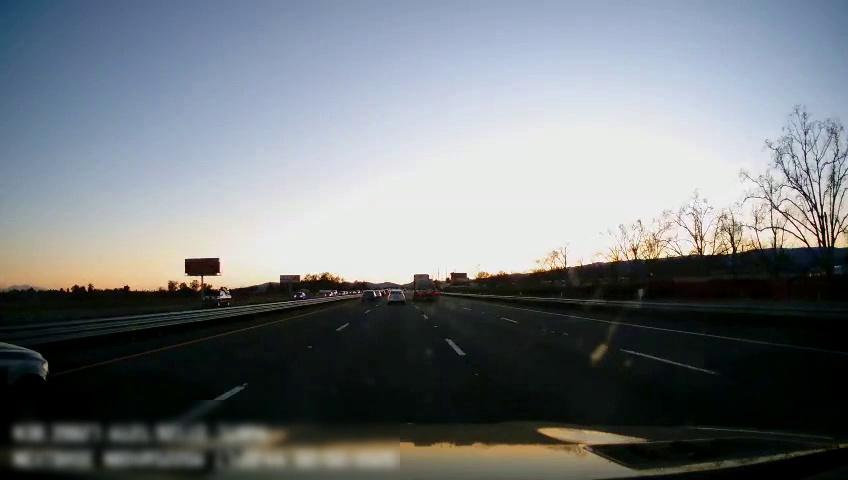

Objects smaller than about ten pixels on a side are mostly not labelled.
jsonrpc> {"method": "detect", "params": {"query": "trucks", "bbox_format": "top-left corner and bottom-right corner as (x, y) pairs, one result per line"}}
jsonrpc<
(202, 289), (232, 309)
(412, 274), (439, 302)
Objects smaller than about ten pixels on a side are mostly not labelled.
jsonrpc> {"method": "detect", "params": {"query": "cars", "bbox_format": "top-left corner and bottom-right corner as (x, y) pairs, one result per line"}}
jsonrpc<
(386, 289), (406, 305)
(362, 291), (378, 306)
(293, 291), (307, 300)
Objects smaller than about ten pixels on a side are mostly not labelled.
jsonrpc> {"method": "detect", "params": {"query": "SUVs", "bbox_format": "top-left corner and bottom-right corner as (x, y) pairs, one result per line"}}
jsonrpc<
(0, 341), (51, 444)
